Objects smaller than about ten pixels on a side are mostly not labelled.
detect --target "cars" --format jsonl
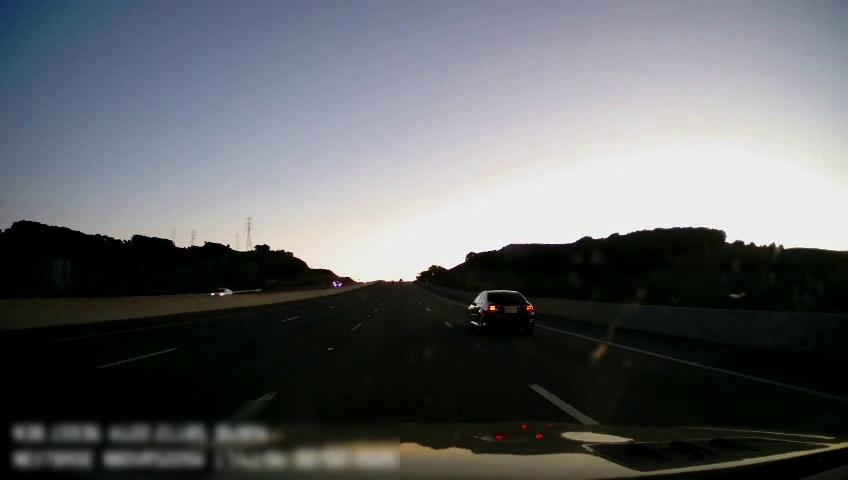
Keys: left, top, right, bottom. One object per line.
{"left": 212, "top": 288, "right": 233, "bottom": 296}
{"left": 466, "top": 290, "right": 536, "bottom": 333}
